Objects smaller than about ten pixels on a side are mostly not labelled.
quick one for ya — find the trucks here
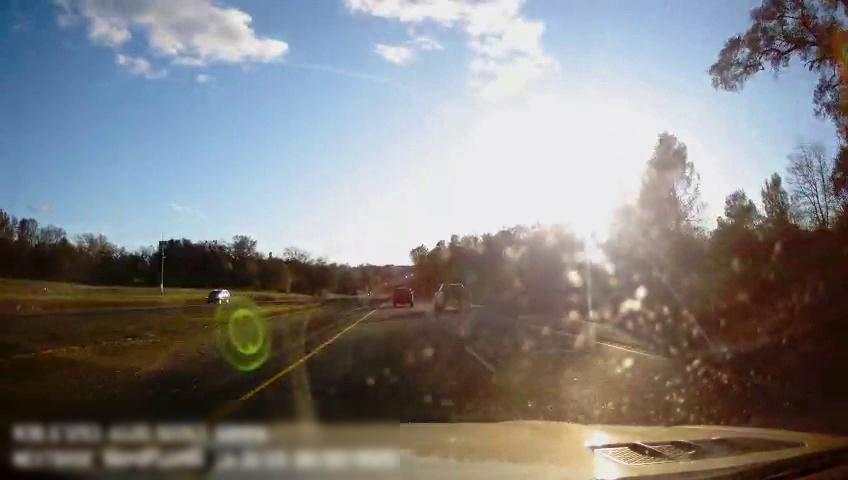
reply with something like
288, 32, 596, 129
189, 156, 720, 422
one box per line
434, 282, 472, 313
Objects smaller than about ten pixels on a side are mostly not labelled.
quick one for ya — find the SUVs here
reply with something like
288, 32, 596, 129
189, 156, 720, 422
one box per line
206, 289, 231, 305
391, 288, 414, 308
